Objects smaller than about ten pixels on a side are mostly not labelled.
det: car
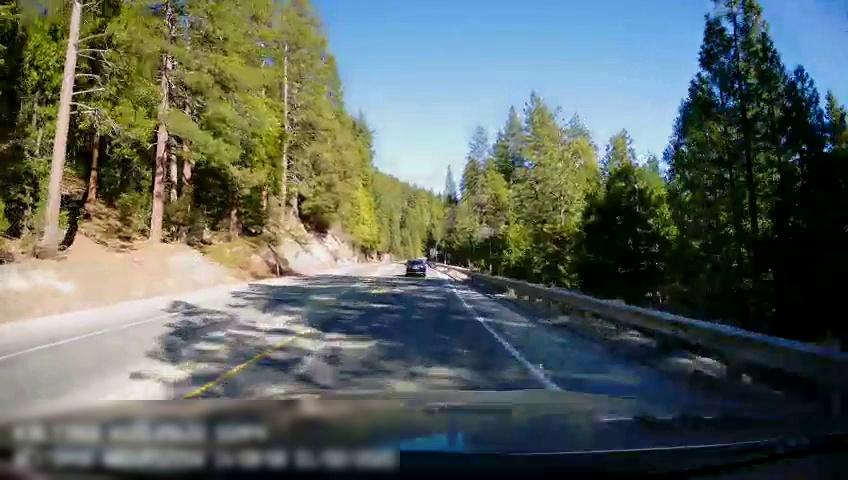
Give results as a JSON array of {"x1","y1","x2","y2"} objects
[{"x1": 404, "y1": 258, "x2": 427, "y2": 277}]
